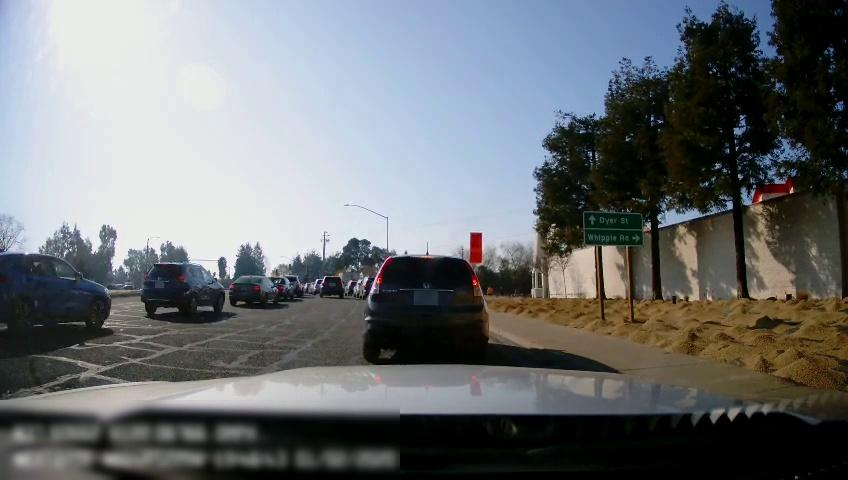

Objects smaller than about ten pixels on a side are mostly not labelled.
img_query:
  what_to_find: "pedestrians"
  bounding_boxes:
[485,282,494,297]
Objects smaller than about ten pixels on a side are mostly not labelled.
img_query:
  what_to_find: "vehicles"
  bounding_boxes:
[140,261,226,319]
[267,276,296,301]
[318,275,345,300]
[285,275,304,298]
[339,271,358,282]
[363,254,491,365]
[312,278,322,294]
[229,275,281,309]
[0,252,112,336]
[345,279,357,297]
[352,279,364,297]
[359,277,376,300]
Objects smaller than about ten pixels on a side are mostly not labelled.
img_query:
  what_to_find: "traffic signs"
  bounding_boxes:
[470,231,484,264]
[586,211,648,246]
